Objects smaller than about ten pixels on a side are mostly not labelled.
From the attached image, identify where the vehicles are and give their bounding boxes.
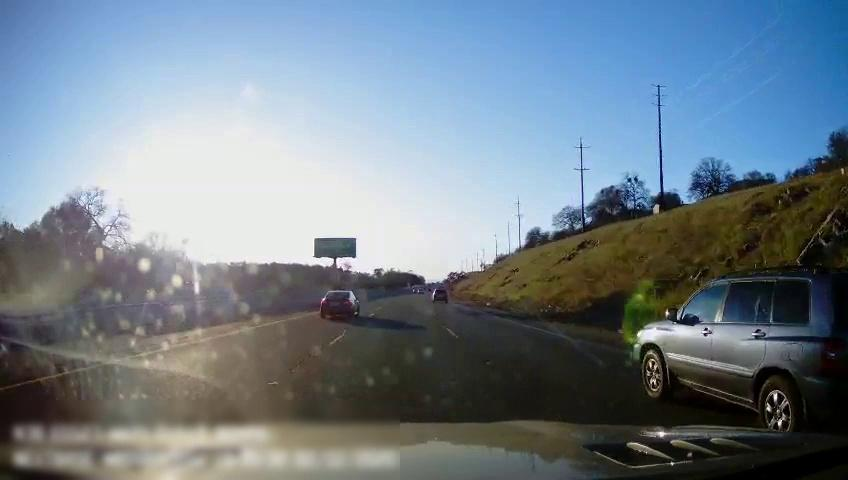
[632,276,848,434]
[320,290,360,320]
[432,289,449,304]
[288,290,303,298]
